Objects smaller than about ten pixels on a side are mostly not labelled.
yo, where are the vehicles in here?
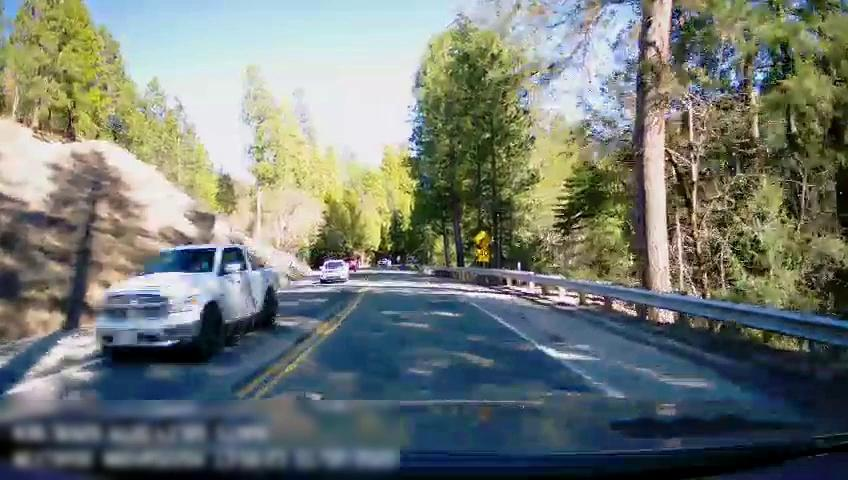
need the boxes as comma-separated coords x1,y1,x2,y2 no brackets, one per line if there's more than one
93,242,281,365
342,259,358,273
319,259,349,285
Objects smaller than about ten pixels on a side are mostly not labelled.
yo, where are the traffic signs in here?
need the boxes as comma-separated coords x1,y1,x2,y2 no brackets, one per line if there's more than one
472,229,494,250
474,251,491,265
